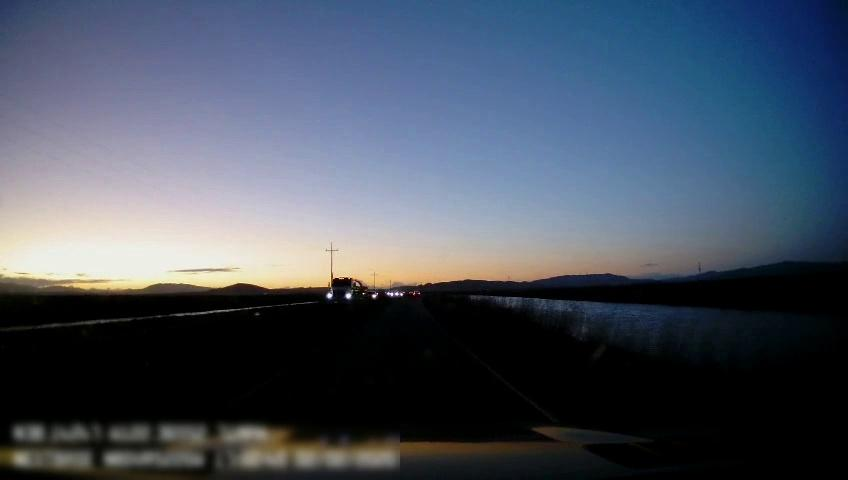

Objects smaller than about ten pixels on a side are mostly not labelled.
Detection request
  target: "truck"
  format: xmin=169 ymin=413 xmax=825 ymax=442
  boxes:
xmin=325 ymin=277 xmax=371 ymax=305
